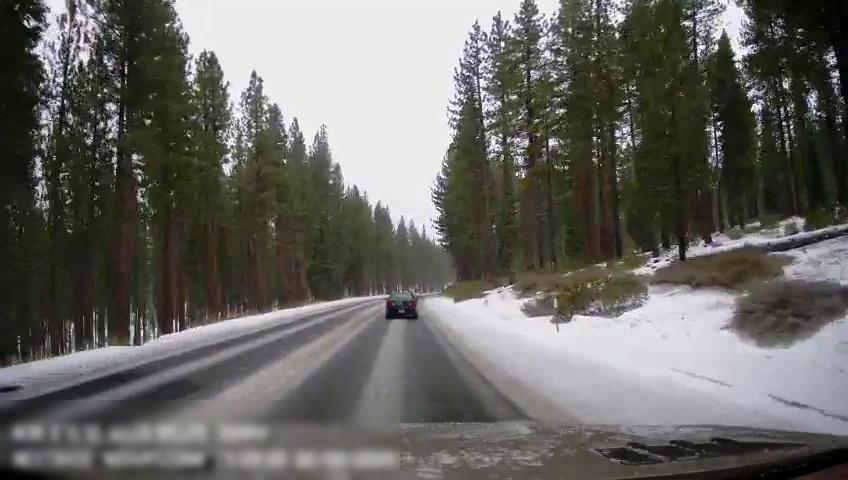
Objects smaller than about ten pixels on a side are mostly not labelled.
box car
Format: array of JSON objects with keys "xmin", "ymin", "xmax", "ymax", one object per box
[{"xmin": 384, "ymin": 291, "xmax": 418, "ymax": 320}]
